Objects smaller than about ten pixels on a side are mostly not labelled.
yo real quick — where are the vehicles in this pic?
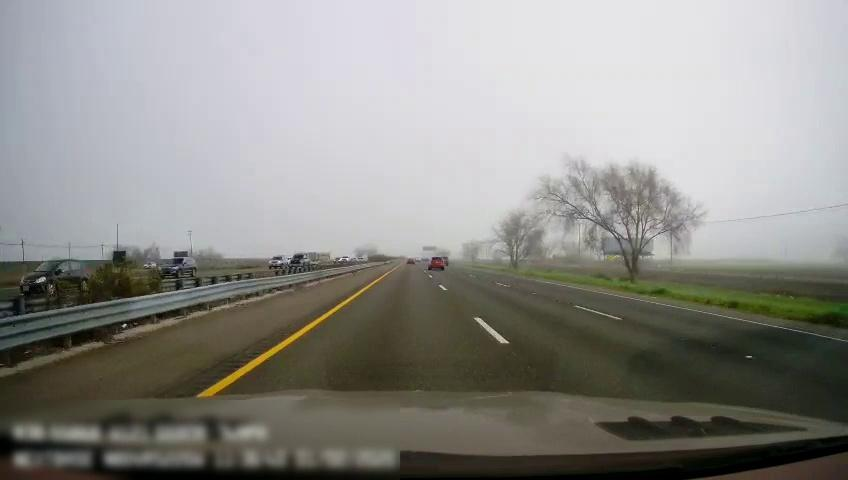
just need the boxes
[441,256,449,266]
[428,256,445,272]
[268,254,289,269]
[19,259,94,298]
[156,256,198,280]
[289,253,311,266]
